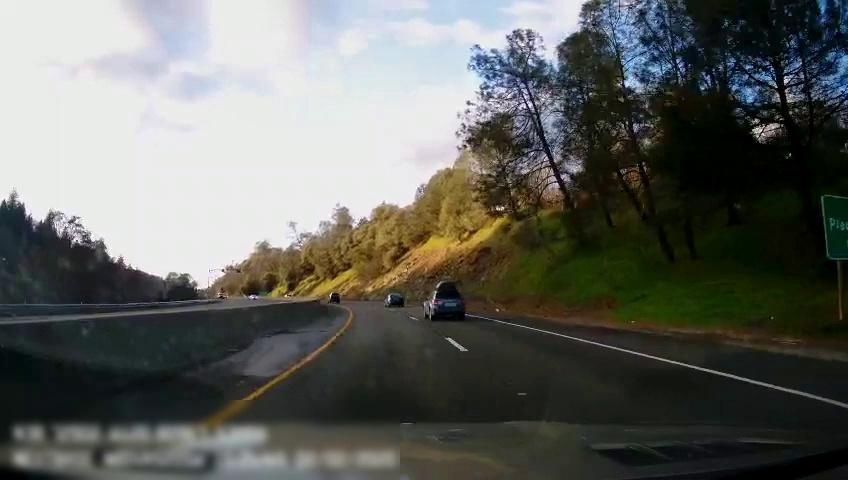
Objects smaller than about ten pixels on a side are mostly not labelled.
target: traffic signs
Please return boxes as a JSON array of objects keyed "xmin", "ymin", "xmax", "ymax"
[{"xmin": 820, "ymin": 193, "xmax": 848, "ymax": 263}]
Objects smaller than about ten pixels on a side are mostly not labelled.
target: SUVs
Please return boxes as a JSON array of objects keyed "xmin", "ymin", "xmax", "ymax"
[
  {"xmin": 424, "ymin": 281, "xmax": 467, "ymax": 321},
  {"xmin": 327, "ymin": 292, "xmax": 341, "ymax": 304}
]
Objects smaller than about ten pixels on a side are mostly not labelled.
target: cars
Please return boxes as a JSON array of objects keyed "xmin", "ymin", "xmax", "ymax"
[{"xmin": 382, "ymin": 293, "xmax": 405, "ymax": 308}]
